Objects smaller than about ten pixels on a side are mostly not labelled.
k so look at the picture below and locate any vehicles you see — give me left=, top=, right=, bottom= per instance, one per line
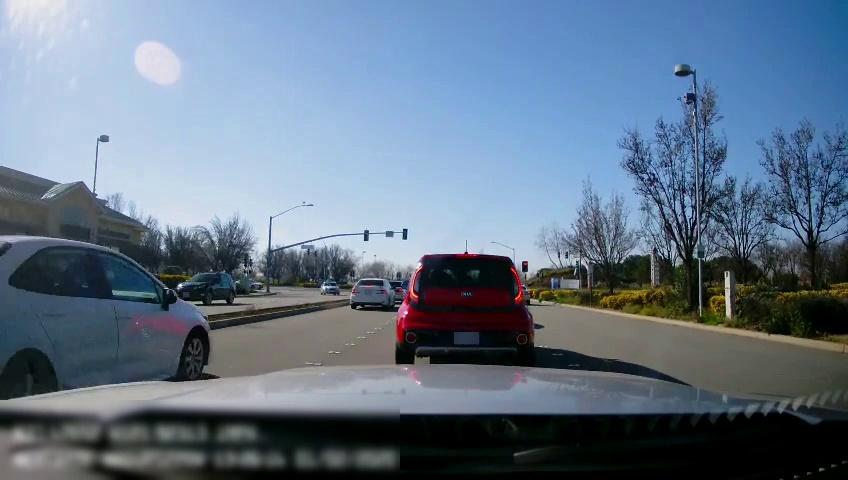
left=234, top=278, right=264, bottom=290
left=387, top=280, right=409, bottom=301
left=320, top=281, right=340, bottom=295
left=350, top=278, right=396, bottom=311
left=395, top=253, right=535, bottom=368
left=0, top=234, right=210, bottom=402
left=522, top=285, right=530, bottom=304
left=174, top=272, right=236, bottom=306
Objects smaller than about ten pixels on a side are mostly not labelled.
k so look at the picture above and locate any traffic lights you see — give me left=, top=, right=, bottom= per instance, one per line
left=522, top=261, right=528, bottom=273
left=363, top=230, right=369, bottom=241
left=402, top=229, right=408, bottom=240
